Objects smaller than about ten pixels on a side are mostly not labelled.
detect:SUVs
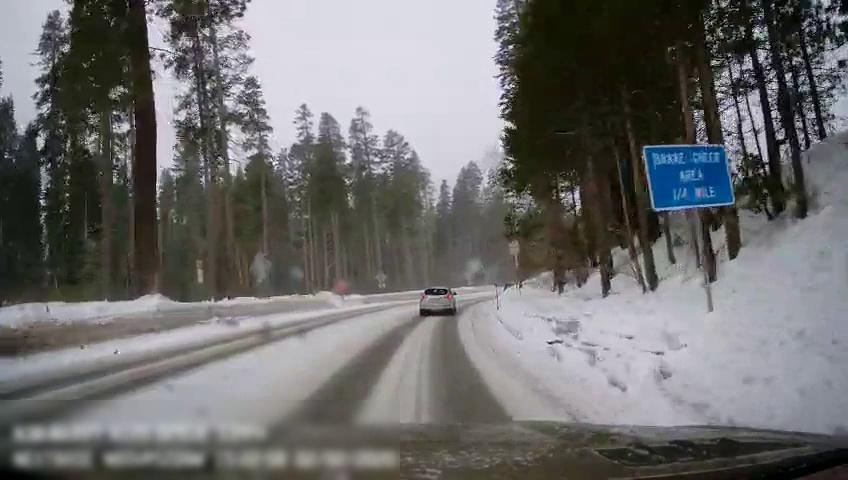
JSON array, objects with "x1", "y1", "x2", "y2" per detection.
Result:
[{"x1": 418, "y1": 285, "x2": 457, "y2": 316}]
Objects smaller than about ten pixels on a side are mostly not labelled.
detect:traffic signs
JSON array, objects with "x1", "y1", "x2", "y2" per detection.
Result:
[
  {"x1": 246, "y1": 252, "x2": 272, "y2": 285},
  {"x1": 642, "y1": 143, "x2": 737, "y2": 212},
  {"x1": 373, "y1": 270, "x2": 390, "y2": 285}
]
